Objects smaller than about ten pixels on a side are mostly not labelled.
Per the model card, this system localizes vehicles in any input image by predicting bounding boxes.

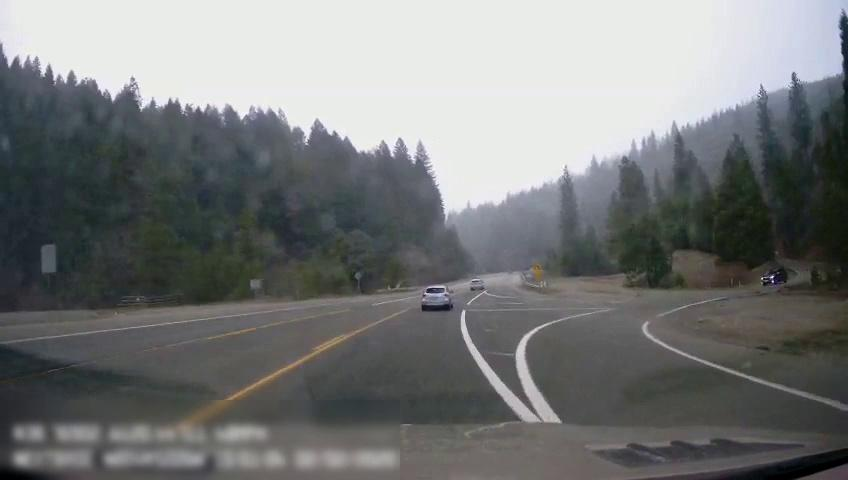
[470,279,485,290]
[421,285,454,310]
[760,267,788,287]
